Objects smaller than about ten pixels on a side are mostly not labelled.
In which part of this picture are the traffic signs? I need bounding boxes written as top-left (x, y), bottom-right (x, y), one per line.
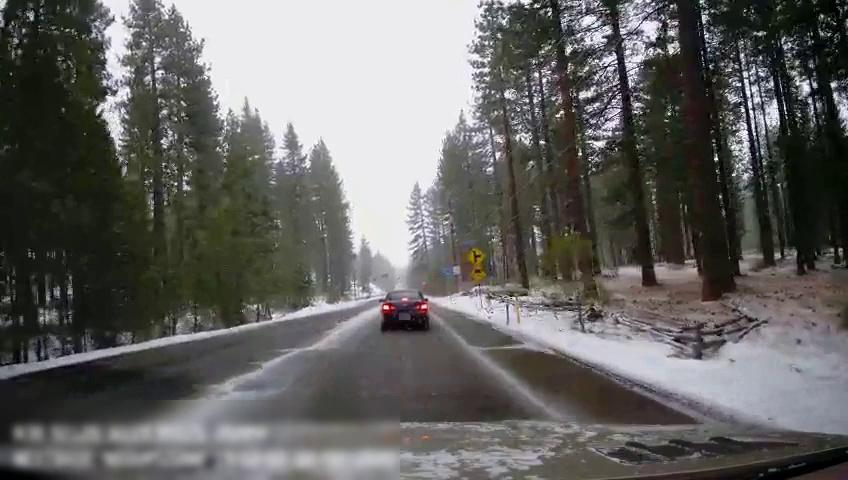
top-left (467, 248), bottom-right (487, 270)
top-left (471, 269), bottom-right (487, 282)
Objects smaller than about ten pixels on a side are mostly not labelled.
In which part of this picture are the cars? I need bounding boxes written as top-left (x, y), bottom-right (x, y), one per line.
top-left (380, 288), bottom-right (431, 333)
